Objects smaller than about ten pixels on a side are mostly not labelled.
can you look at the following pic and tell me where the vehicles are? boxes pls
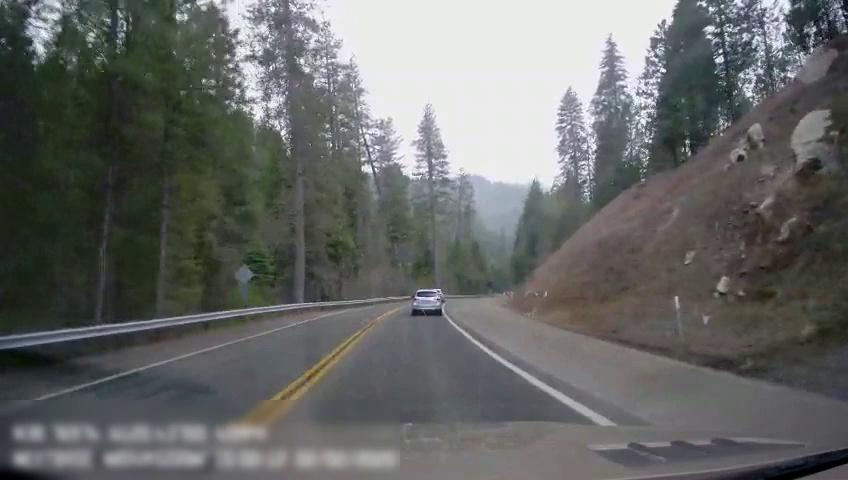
[411,289,442,316]
[436,289,445,302]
